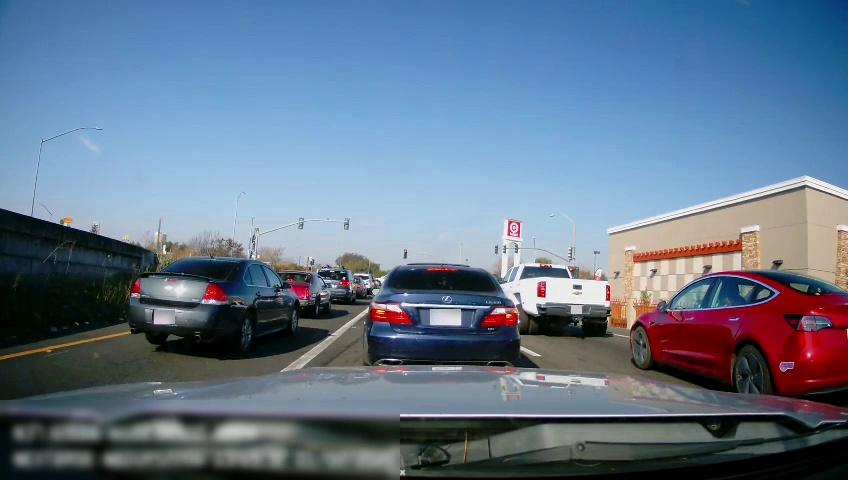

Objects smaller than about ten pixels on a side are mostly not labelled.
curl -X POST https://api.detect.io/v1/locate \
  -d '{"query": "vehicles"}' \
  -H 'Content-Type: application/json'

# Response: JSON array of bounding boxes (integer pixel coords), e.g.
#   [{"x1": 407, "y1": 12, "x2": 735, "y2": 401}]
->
[
  {"x1": 496, "y1": 262, "x2": 613, "y2": 336},
  {"x1": 316, "y1": 264, "x2": 359, "y2": 305},
  {"x1": 274, "y1": 269, "x2": 334, "y2": 317},
  {"x1": 369, "y1": 273, "x2": 378, "y2": 289},
  {"x1": 373, "y1": 274, "x2": 391, "y2": 286},
  {"x1": 126, "y1": 255, "x2": 301, "y2": 356},
  {"x1": 361, "y1": 262, "x2": 523, "y2": 369},
  {"x1": 352, "y1": 272, "x2": 374, "y2": 295},
  {"x1": 628, "y1": 267, "x2": 848, "y2": 397},
  {"x1": 352, "y1": 275, "x2": 369, "y2": 300}
]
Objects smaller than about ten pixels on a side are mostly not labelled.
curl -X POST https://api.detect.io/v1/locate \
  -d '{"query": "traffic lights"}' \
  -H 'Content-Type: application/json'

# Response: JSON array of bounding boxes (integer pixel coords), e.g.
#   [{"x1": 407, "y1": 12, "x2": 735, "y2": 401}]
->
[
  {"x1": 567, "y1": 246, "x2": 574, "y2": 261},
  {"x1": 494, "y1": 244, "x2": 499, "y2": 255},
  {"x1": 567, "y1": 265, "x2": 578, "y2": 280},
  {"x1": 298, "y1": 217, "x2": 305, "y2": 230},
  {"x1": 343, "y1": 217, "x2": 351, "y2": 231},
  {"x1": 403, "y1": 248, "x2": 408, "y2": 259},
  {"x1": 514, "y1": 242, "x2": 520, "y2": 254},
  {"x1": 573, "y1": 265, "x2": 581, "y2": 280},
  {"x1": 502, "y1": 244, "x2": 508, "y2": 255}
]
